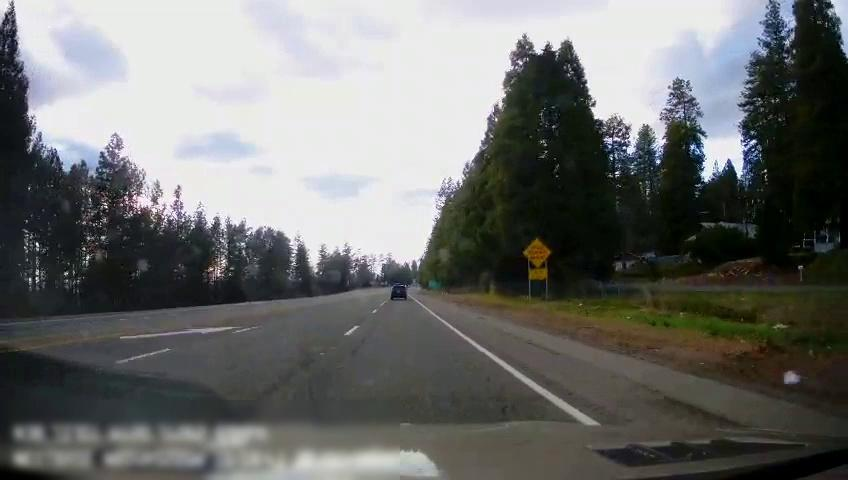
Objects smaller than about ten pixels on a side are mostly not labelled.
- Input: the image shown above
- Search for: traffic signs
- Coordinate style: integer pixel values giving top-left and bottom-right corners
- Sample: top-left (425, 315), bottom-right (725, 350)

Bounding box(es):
top-left (529, 269), bottom-right (547, 280)
top-left (523, 238), bottom-right (550, 268)
top-left (428, 280), bottom-right (442, 289)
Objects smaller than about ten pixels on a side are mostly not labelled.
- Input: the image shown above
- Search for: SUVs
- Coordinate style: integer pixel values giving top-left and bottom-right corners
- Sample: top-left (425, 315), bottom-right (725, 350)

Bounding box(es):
top-left (390, 286), bottom-right (408, 302)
